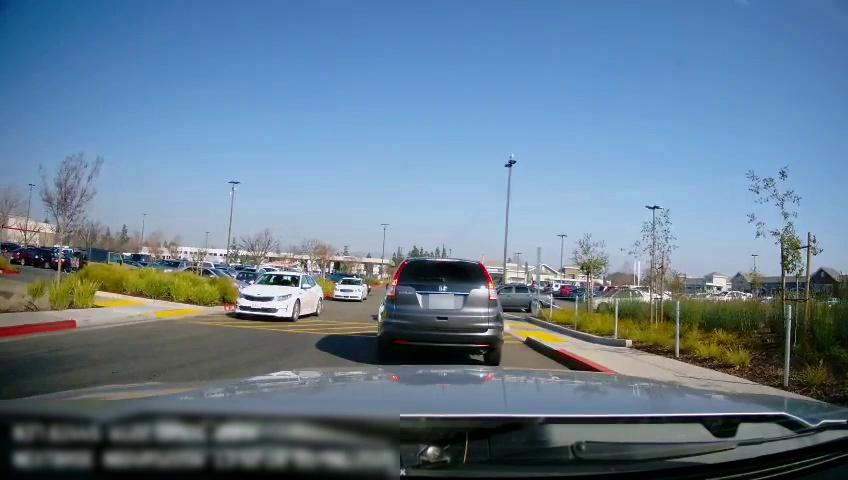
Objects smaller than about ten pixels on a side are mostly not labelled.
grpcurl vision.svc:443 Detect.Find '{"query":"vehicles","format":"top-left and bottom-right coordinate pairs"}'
top-left (374, 256), bottom-right (506, 368)
top-left (234, 271), bottom-right (325, 323)
top-left (334, 277), bottom-right (370, 302)
top-left (327, 272), bottom-right (359, 284)
top-left (497, 285), bottom-right (557, 314)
